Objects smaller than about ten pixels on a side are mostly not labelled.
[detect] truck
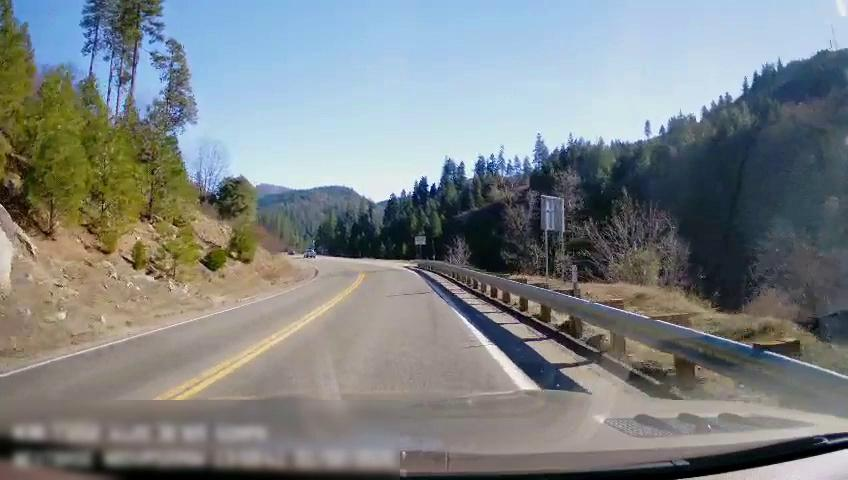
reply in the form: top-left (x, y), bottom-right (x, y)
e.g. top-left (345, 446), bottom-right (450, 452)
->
top-left (303, 249), bottom-right (317, 259)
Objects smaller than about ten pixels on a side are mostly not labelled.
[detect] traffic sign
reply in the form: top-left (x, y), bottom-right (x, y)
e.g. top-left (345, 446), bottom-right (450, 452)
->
top-left (415, 236), bottom-right (427, 245)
